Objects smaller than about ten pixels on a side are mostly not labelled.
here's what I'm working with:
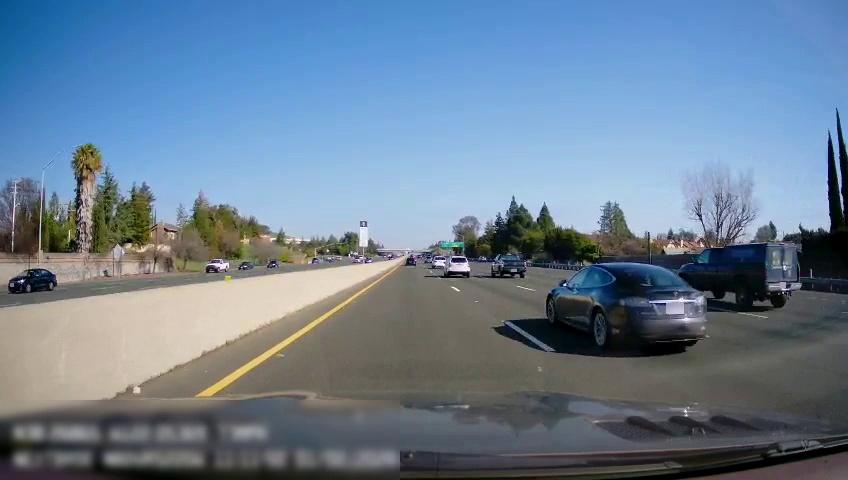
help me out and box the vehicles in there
[205,258,230,274]
[351,258,364,264]
[490,253,528,279]
[237,261,255,271]
[678,242,803,309]
[8,268,57,295]
[266,260,280,270]
[431,256,447,270]
[544,262,707,347]
[404,254,418,266]
[444,256,471,277]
